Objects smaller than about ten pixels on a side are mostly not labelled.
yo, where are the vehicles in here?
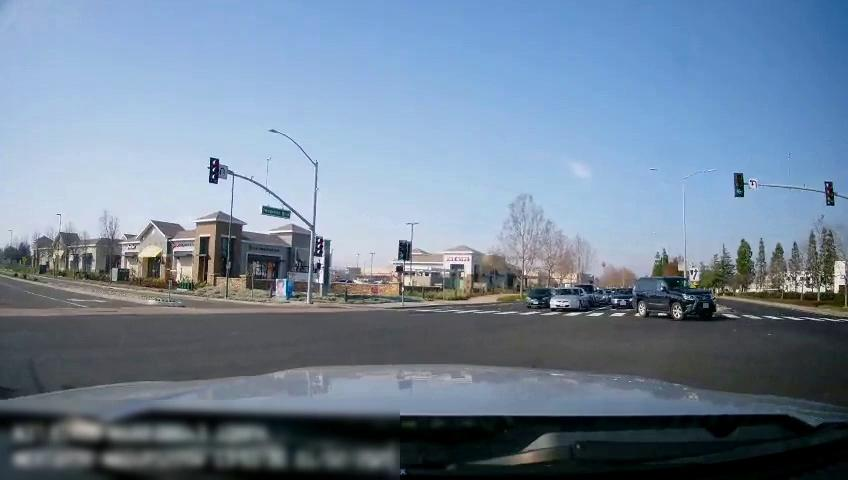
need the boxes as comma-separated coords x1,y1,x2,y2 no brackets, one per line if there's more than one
631,275,717,323
603,289,613,305
609,288,634,310
523,289,554,310
577,285,599,309
549,286,590,313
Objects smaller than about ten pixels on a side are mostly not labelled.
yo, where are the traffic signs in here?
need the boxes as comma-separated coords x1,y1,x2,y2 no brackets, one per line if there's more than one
689,279,700,290
219,164,229,181
689,267,699,280
748,178,758,190
260,206,291,219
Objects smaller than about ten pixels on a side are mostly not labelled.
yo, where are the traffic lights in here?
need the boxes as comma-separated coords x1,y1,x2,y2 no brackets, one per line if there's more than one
207,157,220,185
824,180,836,206
314,238,323,255
399,239,413,262
733,172,745,198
